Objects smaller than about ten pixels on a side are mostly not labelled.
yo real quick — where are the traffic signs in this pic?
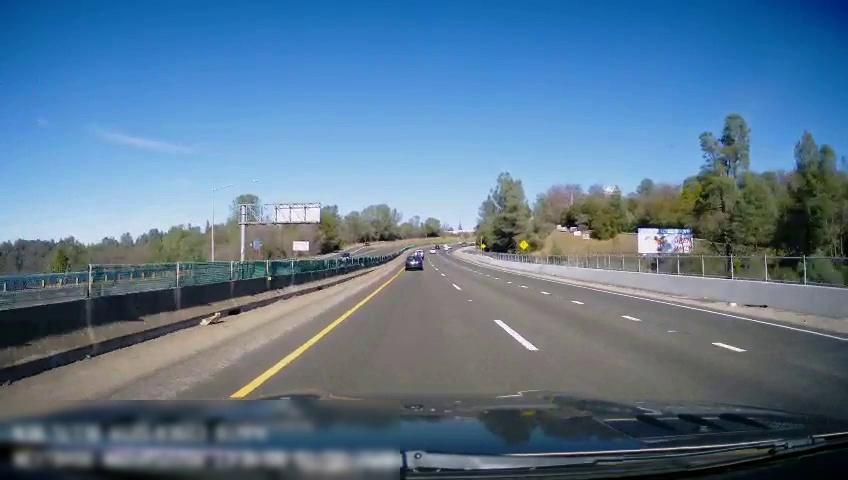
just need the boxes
[520,239,528,251]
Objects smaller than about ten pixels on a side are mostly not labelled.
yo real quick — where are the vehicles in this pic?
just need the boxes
[405,255,423,270]
[415,249,425,259]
